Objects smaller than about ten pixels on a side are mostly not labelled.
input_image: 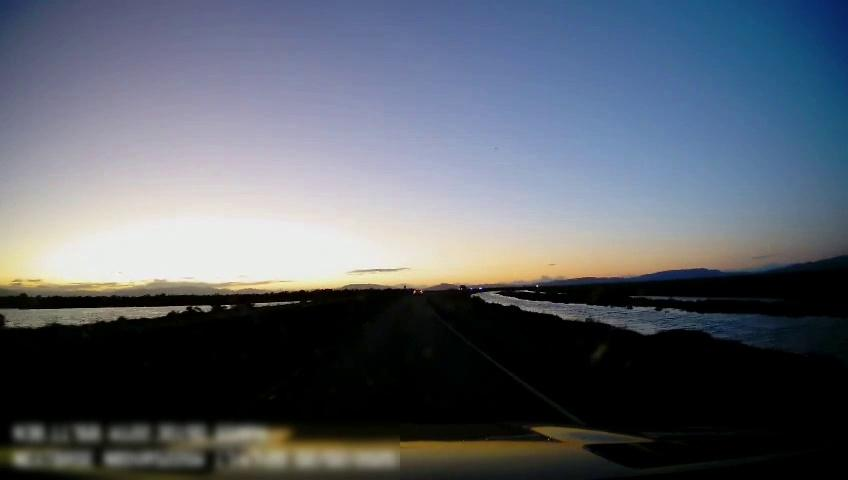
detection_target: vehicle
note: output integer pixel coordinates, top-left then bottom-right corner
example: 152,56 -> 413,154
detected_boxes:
413,288 -> 424,296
